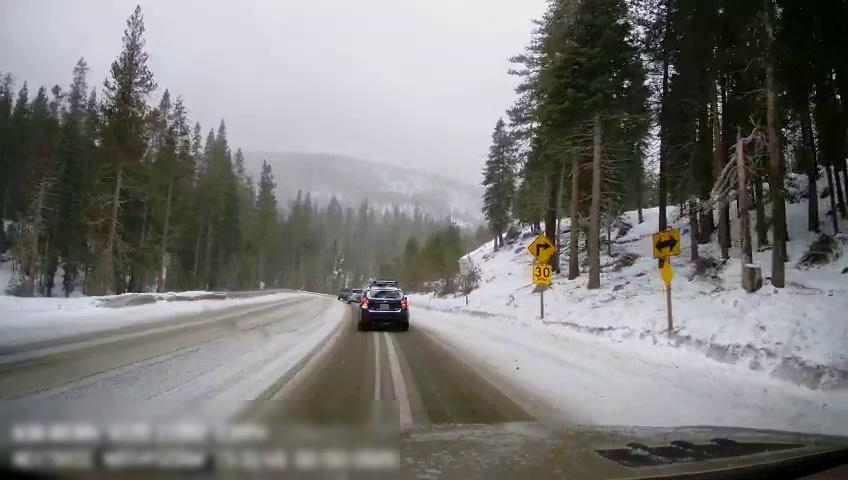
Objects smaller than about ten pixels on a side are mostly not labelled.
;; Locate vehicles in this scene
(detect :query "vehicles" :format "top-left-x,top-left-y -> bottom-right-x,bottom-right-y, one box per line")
347,289 -> 367,305
358,279 -> 410,329
337,288 -> 353,301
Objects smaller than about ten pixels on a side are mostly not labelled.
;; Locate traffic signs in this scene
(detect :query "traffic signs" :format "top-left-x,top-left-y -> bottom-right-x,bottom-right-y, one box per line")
652,227 -> 681,259
527,234 -> 557,265
459,258 -> 470,276
660,263 -> 676,287
533,265 -> 553,285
